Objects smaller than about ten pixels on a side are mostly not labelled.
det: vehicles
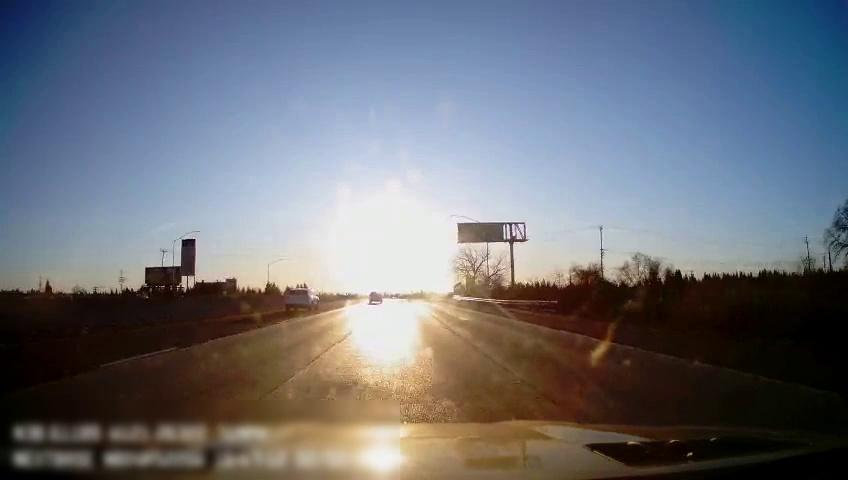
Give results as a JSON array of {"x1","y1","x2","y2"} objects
[
  {"x1": 283, "y1": 287, "x2": 321, "y2": 312},
  {"x1": 369, "y1": 292, "x2": 382, "y2": 304}
]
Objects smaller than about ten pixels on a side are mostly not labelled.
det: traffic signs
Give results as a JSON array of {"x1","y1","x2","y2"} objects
[{"x1": 466, "y1": 276, "x2": 476, "y2": 290}]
